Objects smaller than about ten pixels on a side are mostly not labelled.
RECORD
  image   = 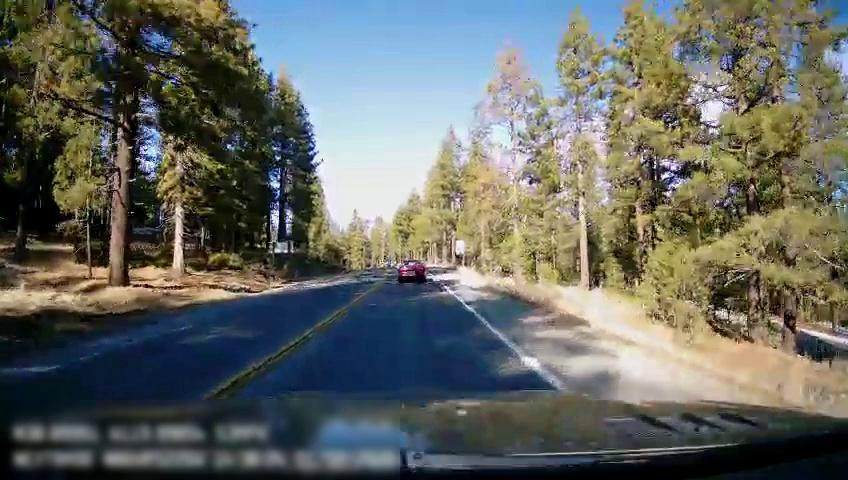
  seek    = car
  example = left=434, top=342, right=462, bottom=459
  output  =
left=399, top=262, right=424, bottom=283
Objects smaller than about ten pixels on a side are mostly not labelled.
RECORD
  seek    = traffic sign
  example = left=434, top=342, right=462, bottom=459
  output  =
left=456, top=239, right=464, bottom=255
